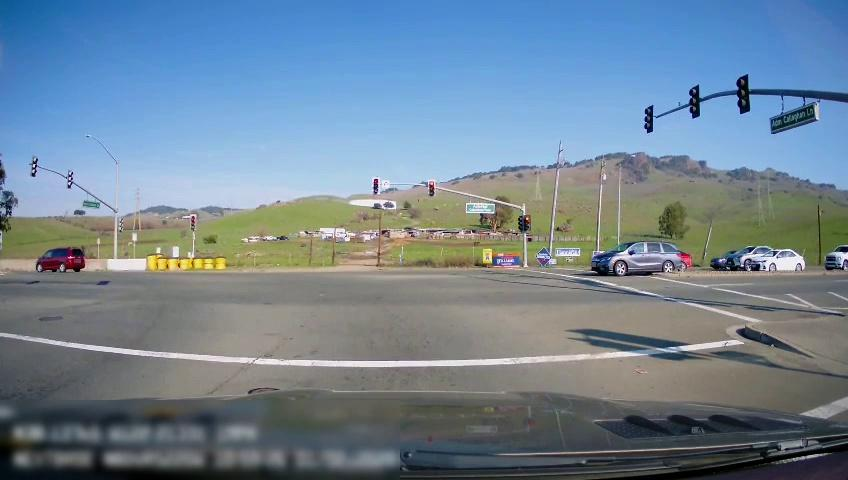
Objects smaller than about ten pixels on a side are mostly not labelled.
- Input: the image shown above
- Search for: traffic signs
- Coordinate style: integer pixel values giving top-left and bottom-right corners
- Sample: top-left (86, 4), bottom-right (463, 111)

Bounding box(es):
top-left (464, 200), bottom-right (497, 215)
top-left (82, 199), bottom-right (101, 209)
top-left (768, 100), bottom-right (821, 135)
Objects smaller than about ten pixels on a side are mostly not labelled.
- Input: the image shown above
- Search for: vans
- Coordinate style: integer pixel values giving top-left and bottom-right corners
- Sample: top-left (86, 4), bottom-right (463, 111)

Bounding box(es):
top-left (591, 239), bottom-right (682, 277)
top-left (34, 246), bottom-right (87, 273)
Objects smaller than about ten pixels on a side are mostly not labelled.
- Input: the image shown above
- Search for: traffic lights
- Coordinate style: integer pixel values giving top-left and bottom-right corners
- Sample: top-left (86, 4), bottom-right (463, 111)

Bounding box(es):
top-left (516, 215), bottom-right (525, 233)
top-left (66, 168), bottom-right (75, 189)
top-left (371, 176), bottom-right (382, 196)
top-left (30, 156), bottom-right (40, 178)
top-left (643, 104), bottom-right (655, 135)
top-left (523, 214), bottom-right (532, 232)
top-left (426, 178), bottom-right (437, 197)
top-left (189, 213), bottom-right (198, 232)
top-left (117, 215), bottom-right (125, 233)
top-left (687, 83), bottom-right (701, 119)
top-left (735, 73), bottom-right (751, 115)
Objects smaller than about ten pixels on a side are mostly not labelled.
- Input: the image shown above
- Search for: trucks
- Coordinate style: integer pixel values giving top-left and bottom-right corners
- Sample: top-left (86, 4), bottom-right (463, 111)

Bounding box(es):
top-left (824, 244), bottom-right (848, 271)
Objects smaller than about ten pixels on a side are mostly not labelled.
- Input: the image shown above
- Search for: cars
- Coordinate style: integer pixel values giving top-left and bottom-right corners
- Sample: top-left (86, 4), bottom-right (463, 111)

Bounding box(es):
top-left (676, 248), bottom-right (693, 273)
top-left (709, 250), bottom-right (739, 271)
top-left (750, 248), bottom-right (806, 272)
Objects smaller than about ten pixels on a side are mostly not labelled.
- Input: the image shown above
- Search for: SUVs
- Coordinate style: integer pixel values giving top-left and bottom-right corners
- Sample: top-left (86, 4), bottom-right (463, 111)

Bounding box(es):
top-left (724, 245), bottom-right (774, 272)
